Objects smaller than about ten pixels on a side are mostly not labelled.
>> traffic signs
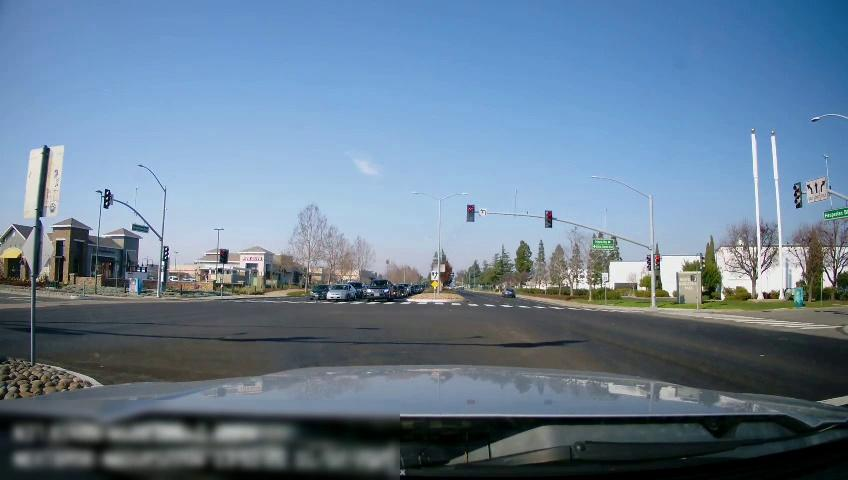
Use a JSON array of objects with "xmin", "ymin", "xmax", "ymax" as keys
[
  {"xmin": 806, "ymin": 176, "xmax": 827, "ymax": 203},
  {"xmin": 592, "ymin": 239, "xmax": 614, "ymax": 251},
  {"xmin": 823, "ymin": 207, "xmax": 848, "ymax": 221},
  {"xmin": 431, "ymin": 270, "xmax": 440, "ymax": 281}
]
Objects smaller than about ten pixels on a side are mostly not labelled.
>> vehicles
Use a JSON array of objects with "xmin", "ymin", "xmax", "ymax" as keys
[
  {"xmin": 367, "ymin": 281, "xmax": 396, "ymax": 303},
  {"xmin": 310, "ymin": 285, "xmax": 332, "ymax": 302},
  {"xmin": 329, "ymin": 284, "xmax": 359, "ymax": 301},
  {"xmin": 352, "ymin": 283, "xmax": 367, "ymax": 300},
  {"xmin": 502, "ymin": 287, "xmax": 516, "ymax": 299},
  {"xmin": 393, "ymin": 283, "xmax": 406, "ymax": 301}
]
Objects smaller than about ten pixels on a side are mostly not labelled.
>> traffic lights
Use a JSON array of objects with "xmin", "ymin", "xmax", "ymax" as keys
[
  {"xmin": 162, "ymin": 248, "xmax": 169, "ymax": 263},
  {"xmin": 466, "ymin": 204, "xmax": 475, "ymax": 223},
  {"xmin": 653, "ymin": 254, "xmax": 660, "ymax": 271},
  {"xmin": 224, "ymin": 251, "xmax": 229, "ymax": 265},
  {"xmin": 219, "ymin": 250, "xmax": 224, "ymax": 264},
  {"xmin": 792, "ymin": 183, "xmax": 804, "ymax": 209},
  {"xmin": 544, "ymin": 210, "xmax": 553, "ymax": 228},
  {"xmin": 103, "ymin": 189, "xmax": 111, "ymax": 210},
  {"xmin": 646, "ymin": 255, "xmax": 652, "ymax": 271}
]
